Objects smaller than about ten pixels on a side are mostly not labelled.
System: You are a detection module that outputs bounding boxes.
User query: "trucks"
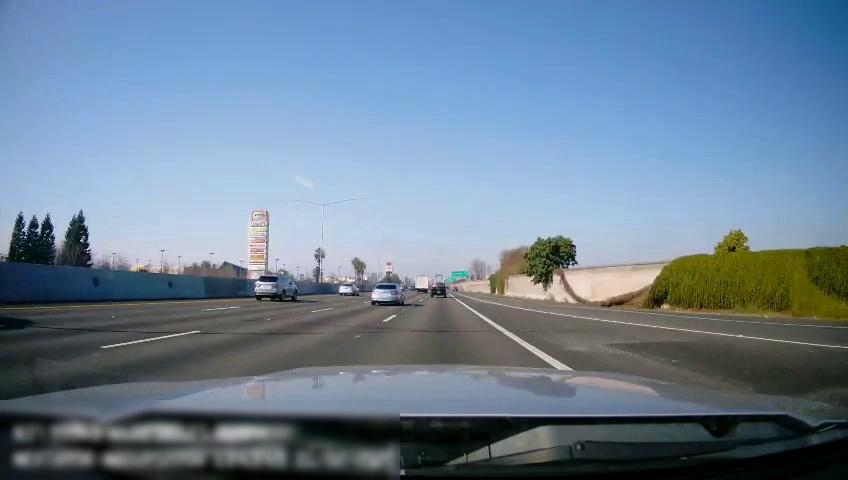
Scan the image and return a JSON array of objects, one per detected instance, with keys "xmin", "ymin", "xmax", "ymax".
[
  {"xmin": 431, "ymin": 283, "xmax": 447, "ymax": 298},
  {"xmin": 414, "ymin": 273, "xmax": 429, "ymax": 293}
]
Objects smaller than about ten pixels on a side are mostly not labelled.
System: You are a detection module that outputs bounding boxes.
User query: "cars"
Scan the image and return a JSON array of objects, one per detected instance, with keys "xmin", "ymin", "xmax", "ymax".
[{"xmin": 371, "ymin": 283, "xmax": 404, "ymax": 305}]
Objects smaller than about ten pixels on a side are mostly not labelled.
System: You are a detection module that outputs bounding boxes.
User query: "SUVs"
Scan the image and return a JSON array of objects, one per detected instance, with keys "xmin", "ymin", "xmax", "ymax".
[
  {"xmin": 339, "ymin": 282, "xmax": 360, "ymax": 297},
  {"xmin": 255, "ymin": 275, "xmax": 299, "ymax": 303}
]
